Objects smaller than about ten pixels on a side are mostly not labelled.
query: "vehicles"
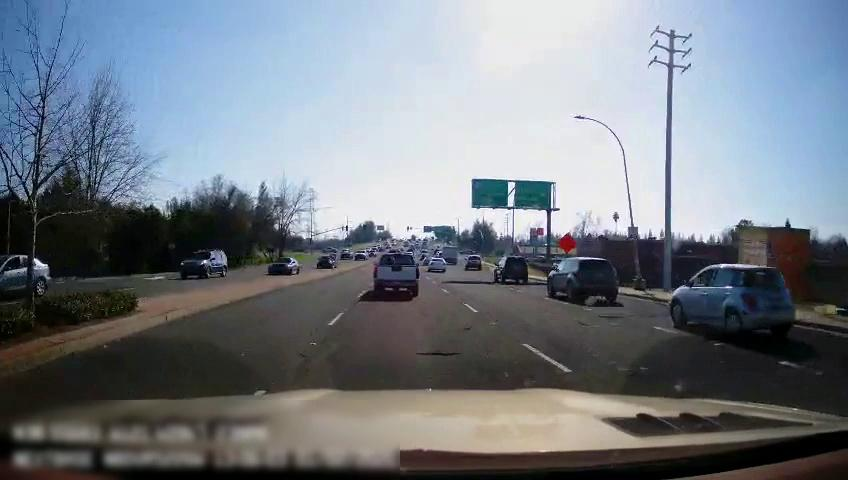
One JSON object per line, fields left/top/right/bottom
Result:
{"left": 316, "top": 255, "right": 337, "bottom": 269}
{"left": 267, "top": 257, "right": 300, "bottom": 275}
{"left": 427, "top": 257, "right": 447, "bottom": 273}
{"left": 353, "top": 249, "right": 369, "bottom": 261}
{"left": 373, "top": 252, "right": 420, "bottom": 294}
{"left": 178, "top": 249, "right": 228, "bottom": 278}
{"left": 441, "top": 246, "right": 457, "bottom": 264}
{"left": 0, "top": 255, "right": 50, "bottom": 297}
{"left": 493, "top": 257, "right": 530, "bottom": 284}
{"left": 546, "top": 257, "right": 619, "bottom": 306}
{"left": 337, "top": 248, "right": 352, "bottom": 260}
{"left": 669, "top": 263, "right": 796, "bottom": 339}
{"left": 463, "top": 255, "right": 483, "bottom": 272}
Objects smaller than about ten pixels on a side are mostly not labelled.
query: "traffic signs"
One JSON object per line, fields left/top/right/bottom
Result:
{"left": 471, "top": 178, "right": 509, "bottom": 209}
{"left": 514, "top": 180, "right": 552, "bottom": 211}
{"left": 558, "top": 232, "right": 578, "bottom": 255}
